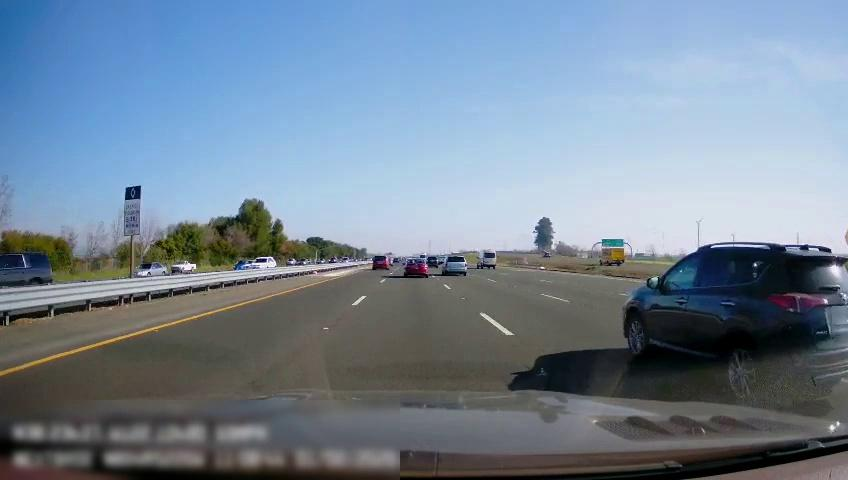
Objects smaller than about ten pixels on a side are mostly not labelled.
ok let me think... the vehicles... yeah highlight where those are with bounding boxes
[476,248,497,270]
[599,247,625,267]
[285,256,298,267]
[0,250,54,288]
[171,260,197,274]
[372,255,391,271]
[402,258,430,279]
[233,258,256,271]
[426,257,438,269]
[295,256,312,266]
[134,261,168,278]
[622,240,848,403]
[248,255,277,269]
[441,255,468,277]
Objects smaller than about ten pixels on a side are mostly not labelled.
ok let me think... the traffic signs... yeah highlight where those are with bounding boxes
[601,237,625,248]
[123,184,142,236]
